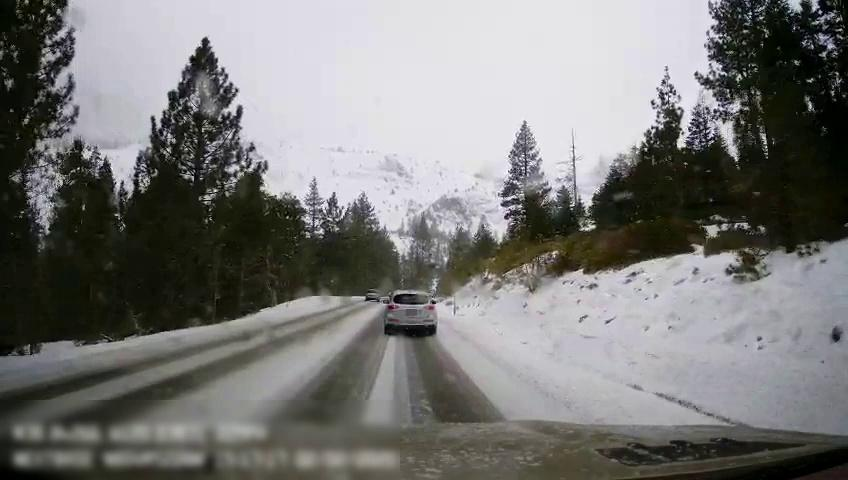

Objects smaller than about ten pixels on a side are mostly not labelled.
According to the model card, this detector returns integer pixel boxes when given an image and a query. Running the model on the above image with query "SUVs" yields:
[365,289,381,302]
[382,290,438,335]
